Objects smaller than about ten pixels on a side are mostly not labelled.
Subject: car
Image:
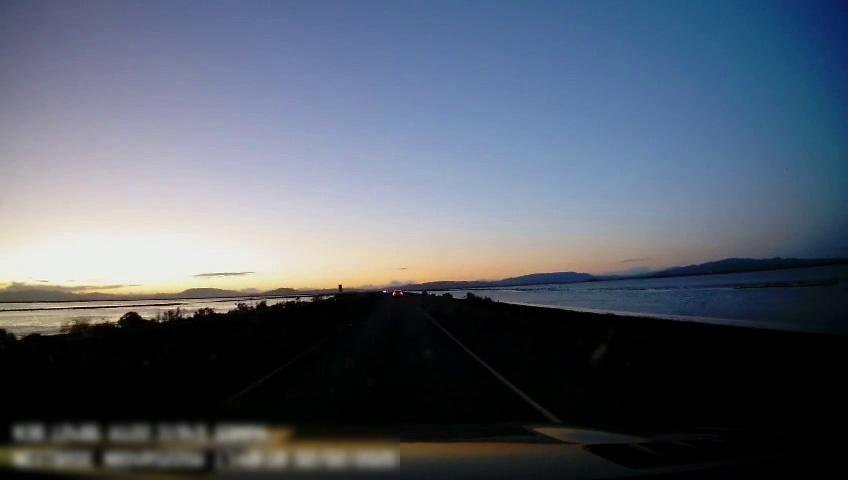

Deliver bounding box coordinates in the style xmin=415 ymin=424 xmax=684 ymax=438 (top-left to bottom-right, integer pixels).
xmin=392 ymin=289 xmax=404 ymax=297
